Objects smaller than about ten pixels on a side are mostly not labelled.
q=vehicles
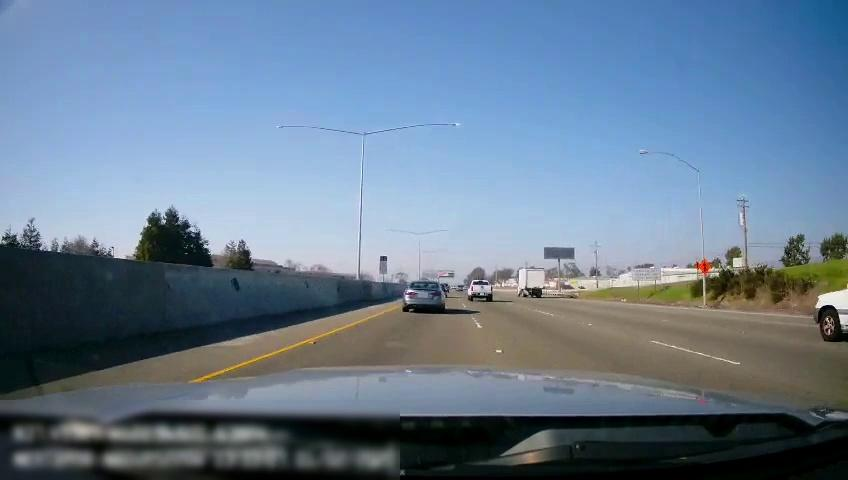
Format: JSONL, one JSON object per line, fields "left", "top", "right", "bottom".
{"left": 814, "top": 290, "right": 848, "bottom": 344}
{"left": 467, "top": 279, "right": 493, "bottom": 301}
{"left": 401, "top": 279, "right": 448, "bottom": 313}
{"left": 517, "top": 267, "right": 544, "bottom": 297}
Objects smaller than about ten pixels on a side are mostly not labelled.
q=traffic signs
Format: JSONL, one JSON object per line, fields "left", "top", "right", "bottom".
{"left": 699, "top": 259, "right": 711, "bottom": 275}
